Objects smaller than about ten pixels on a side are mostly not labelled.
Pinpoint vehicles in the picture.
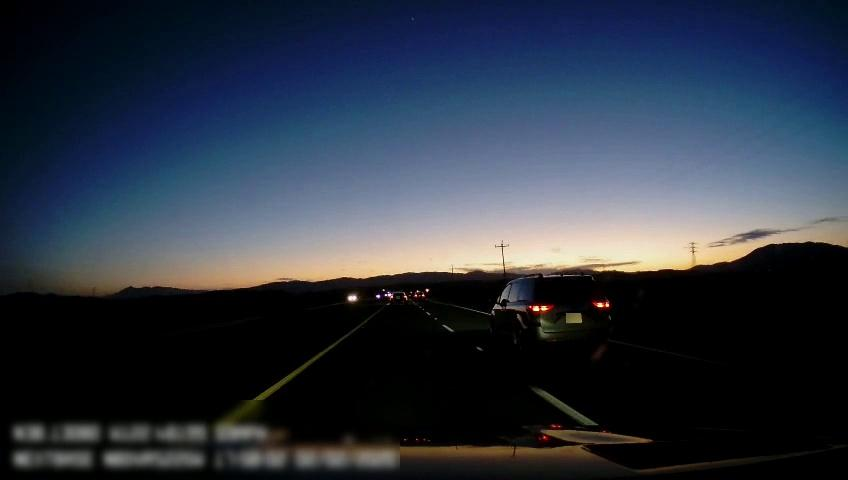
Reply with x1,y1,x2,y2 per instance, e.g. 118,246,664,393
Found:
346,293,359,302
413,290,426,301
390,291,408,305
487,273,613,354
